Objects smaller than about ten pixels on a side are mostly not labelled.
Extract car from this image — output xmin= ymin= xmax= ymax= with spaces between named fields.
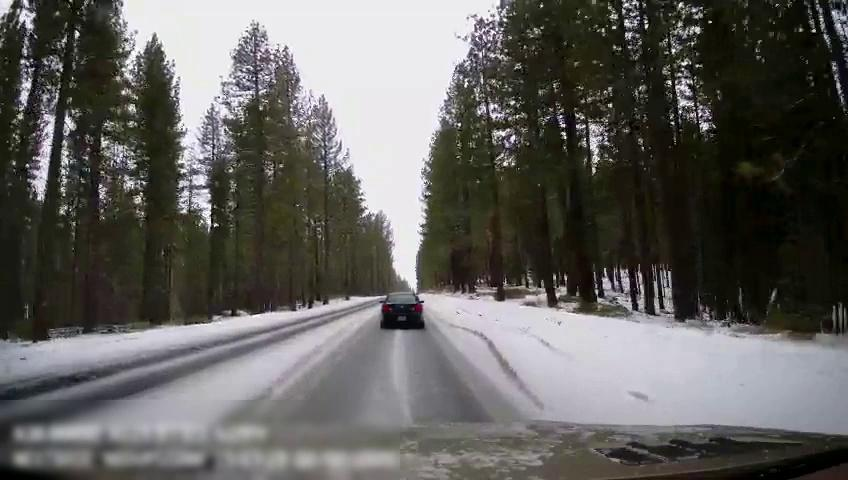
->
xmin=378 ymin=291 xmax=425 ymax=329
